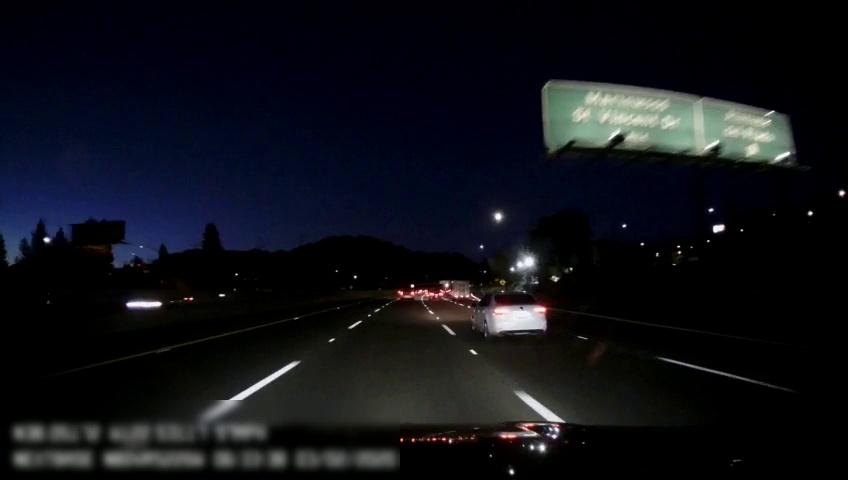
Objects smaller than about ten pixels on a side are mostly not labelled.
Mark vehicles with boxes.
[471,291,548,342]
[429,289,444,301]
[449,280,470,305]
[399,287,415,300]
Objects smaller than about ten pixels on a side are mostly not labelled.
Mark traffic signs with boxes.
[543,80,700,156]
[701,95,796,162]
